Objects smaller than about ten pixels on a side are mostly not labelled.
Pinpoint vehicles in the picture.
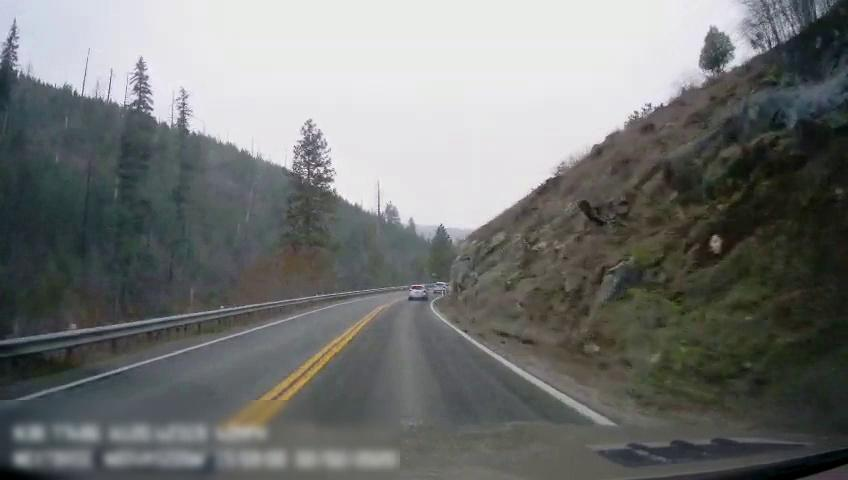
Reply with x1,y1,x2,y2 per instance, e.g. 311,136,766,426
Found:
433,281,448,293
408,284,428,300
